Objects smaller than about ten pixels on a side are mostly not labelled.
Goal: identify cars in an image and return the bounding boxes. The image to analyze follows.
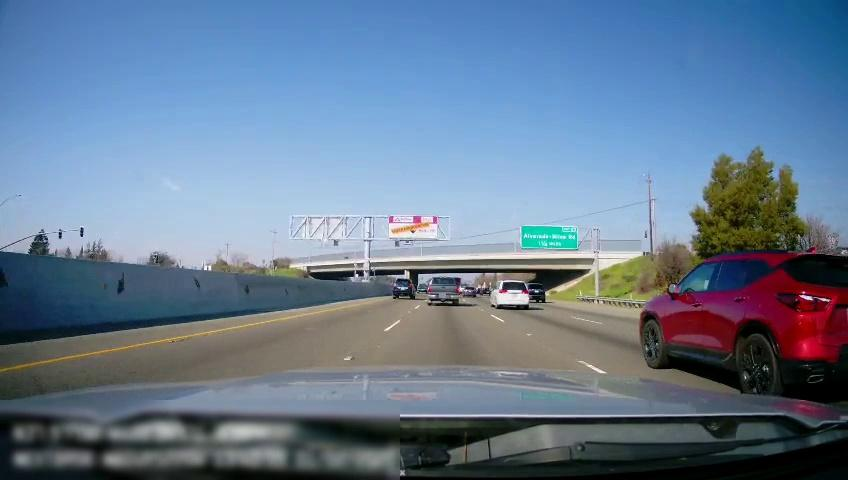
[462,285,477,298]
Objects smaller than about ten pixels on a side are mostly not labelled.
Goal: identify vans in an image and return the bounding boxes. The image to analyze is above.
[490,280,528,310]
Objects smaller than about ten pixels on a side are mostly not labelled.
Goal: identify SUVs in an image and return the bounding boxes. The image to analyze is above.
[638,254,848,398]
[392,277,417,300]
[524,283,544,303]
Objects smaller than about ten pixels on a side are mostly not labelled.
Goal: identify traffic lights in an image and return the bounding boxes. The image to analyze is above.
[58,229,63,241]
[79,226,84,238]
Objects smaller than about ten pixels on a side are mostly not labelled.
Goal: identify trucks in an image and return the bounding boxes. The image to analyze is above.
[425,275,462,308]
[416,282,428,293]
